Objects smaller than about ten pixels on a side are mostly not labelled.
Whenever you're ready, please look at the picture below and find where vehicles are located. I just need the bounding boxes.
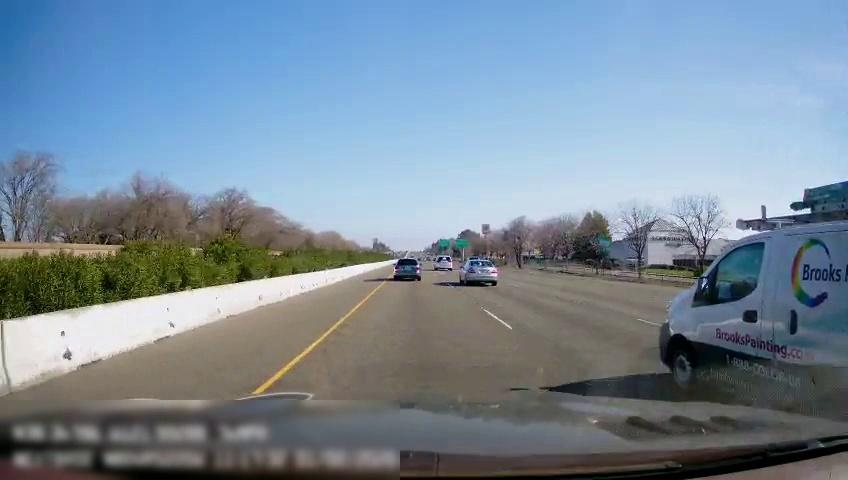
[470,256,479,260]
[433,255,453,271]
[657,220,848,426]
[459,259,498,286]
[393,258,424,281]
